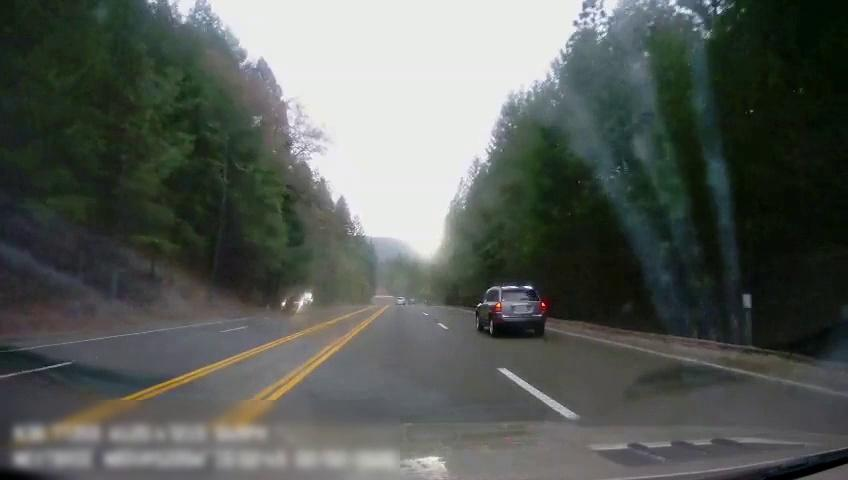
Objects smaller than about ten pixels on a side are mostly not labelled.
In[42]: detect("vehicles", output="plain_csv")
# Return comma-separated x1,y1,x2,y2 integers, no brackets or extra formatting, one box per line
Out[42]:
394,296,407,307
278,296,310,315
474,286,547,339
